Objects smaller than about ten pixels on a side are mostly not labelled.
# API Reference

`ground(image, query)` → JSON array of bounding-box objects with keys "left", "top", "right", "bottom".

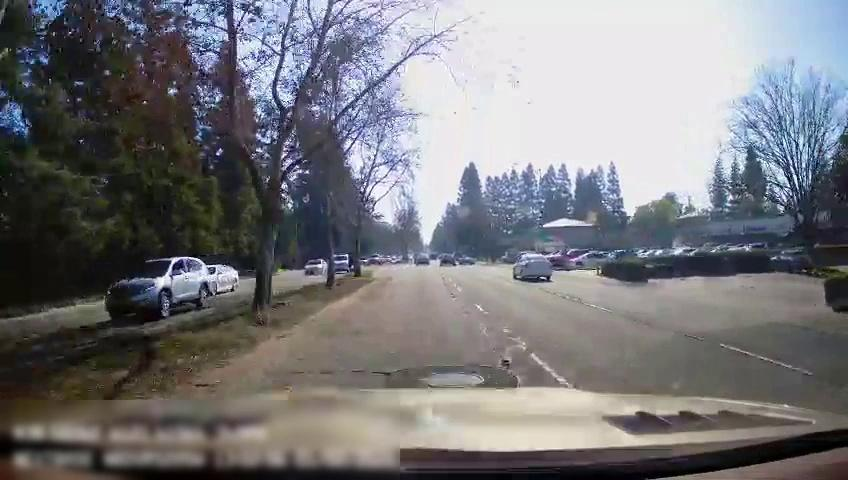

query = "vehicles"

[
  {"left": 304, "top": 258, "right": 328, "bottom": 275},
  {"left": 439, "top": 254, "right": 456, "bottom": 267},
  {"left": 368, "top": 253, "right": 384, "bottom": 265},
  {"left": 103, "top": 256, "right": 216, "bottom": 322},
  {"left": 333, "top": 253, "right": 352, "bottom": 274},
  {"left": 458, "top": 255, "right": 476, "bottom": 266},
  {"left": 429, "top": 251, "right": 438, "bottom": 261},
  {"left": 413, "top": 254, "right": 430, "bottom": 266},
  {"left": 511, "top": 253, "right": 554, "bottom": 281},
  {"left": 207, "top": 264, "right": 240, "bottom": 296}
]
